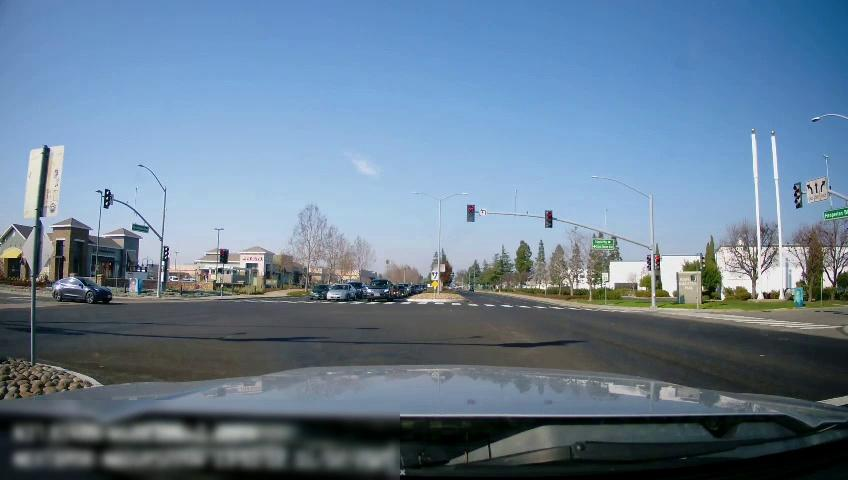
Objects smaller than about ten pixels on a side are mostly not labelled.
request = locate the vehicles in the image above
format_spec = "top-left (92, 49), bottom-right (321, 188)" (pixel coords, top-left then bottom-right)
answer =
top-left (393, 283), bottom-right (406, 301)
top-left (329, 283), bottom-right (359, 300)
top-left (367, 280), bottom-right (391, 298)
top-left (352, 282), bottom-right (367, 299)
top-left (312, 284), bottom-right (332, 300)
top-left (51, 276), bottom-right (112, 304)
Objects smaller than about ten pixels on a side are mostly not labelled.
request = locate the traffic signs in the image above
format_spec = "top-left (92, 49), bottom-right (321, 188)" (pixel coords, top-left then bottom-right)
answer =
top-left (431, 270), bottom-right (440, 281)
top-left (592, 238), bottom-right (614, 250)
top-left (807, 177), bottom-right (826, 202)
top-left (823, 206), bottom-right (848, 221)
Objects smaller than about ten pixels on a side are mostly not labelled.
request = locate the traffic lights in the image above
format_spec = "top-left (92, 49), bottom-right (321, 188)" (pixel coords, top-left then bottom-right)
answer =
top-left (219, 249), bottom-right (224, 263)
top-left (163, 247), bottom-right (170, 262)
top-left (466, 204), bottom-right (475, 223)
top-left (224, 250), bottom-right (229, 264)
top-left (653, 253), bottom-right (660, 270)
top-left (646, 254), bottom-right (652, 271)
top-left (103, 189), bottom-right (112, 209)
top-left (792, 182), bottom-right (803, 209)
top-left (544, 209), bottom-right (553, 228)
